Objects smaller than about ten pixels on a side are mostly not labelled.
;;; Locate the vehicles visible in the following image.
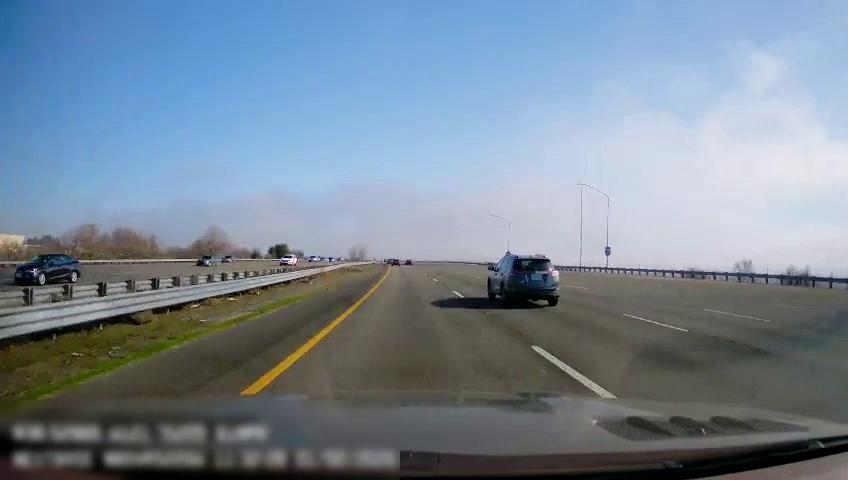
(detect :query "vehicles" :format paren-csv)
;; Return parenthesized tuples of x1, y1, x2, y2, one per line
(196, 254, 220, 268)
(14, 253, 82, 286)
(391, 259, 400, 267)
(279, 254, 298, 267)
(487, 251, 560, 308)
